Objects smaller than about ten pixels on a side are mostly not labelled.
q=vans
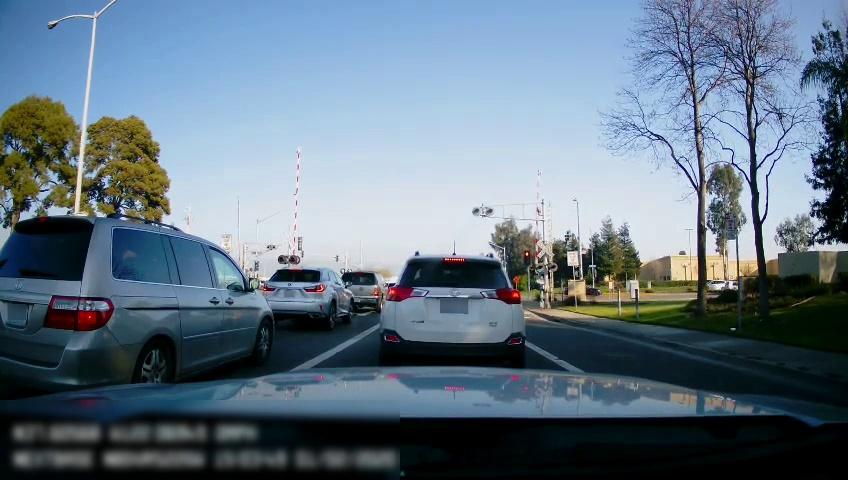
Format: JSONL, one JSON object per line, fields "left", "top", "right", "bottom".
{"left": 0, "top": 212, "right": 276, "bottom": 393}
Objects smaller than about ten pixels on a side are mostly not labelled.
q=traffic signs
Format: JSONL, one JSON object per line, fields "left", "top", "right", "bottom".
{"left": 567, "top": 251, "right": 579, "bottom": 267}
{"left": 536, "top": 238, "right": 555, "bottom": 259}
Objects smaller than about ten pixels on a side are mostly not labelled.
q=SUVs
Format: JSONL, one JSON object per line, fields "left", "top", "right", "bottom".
{"left": 705, "top": 279, "right": 739, "bottom": 294}
{"left": 380, "top": 251, "right": 526, "bottom": 363}
{"left": 262, "top": 266, "right": 354, "bottom": 330}
{"left": 340, "top": 270, "right": 388, "bottom": 314}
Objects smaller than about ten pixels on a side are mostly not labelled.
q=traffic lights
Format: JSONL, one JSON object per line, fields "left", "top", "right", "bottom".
{"left": 288, "top": 255, "right": 300, "bottom": 265}
{"left": 297, "top": 237, "right": 303, "bottom": 252}
{"left": 277, "top": 255, "right": 289, "bottom": 265}
{"left": 523, "top": 251, "right": 531, "bottom": 265}
{"left": 563, "top": 230, "right": 570, "bottom": 245}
